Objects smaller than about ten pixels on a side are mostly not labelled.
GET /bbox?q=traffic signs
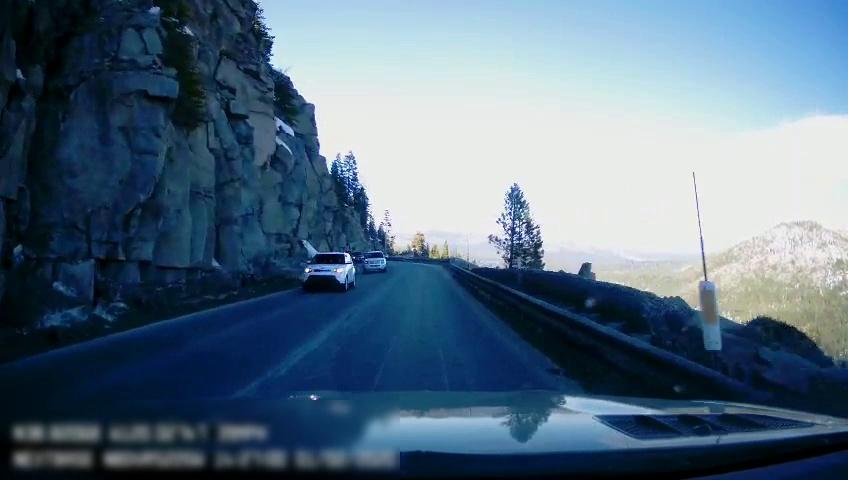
[699,281,724,353]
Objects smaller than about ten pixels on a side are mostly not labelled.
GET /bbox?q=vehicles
[351,252,365,263]
[304,252,356,291]
[362,251,387,273]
